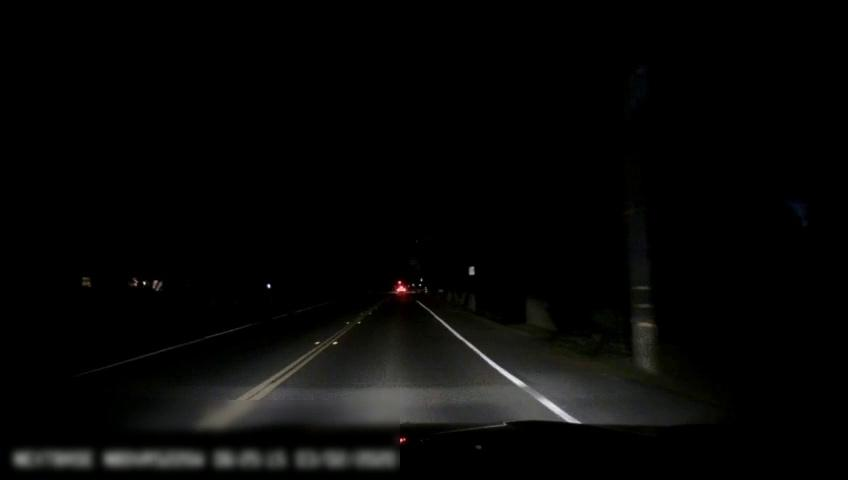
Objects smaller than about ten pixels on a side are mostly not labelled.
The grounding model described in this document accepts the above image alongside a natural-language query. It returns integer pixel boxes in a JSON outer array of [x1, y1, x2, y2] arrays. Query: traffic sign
[[467, 265, 477, 276]]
